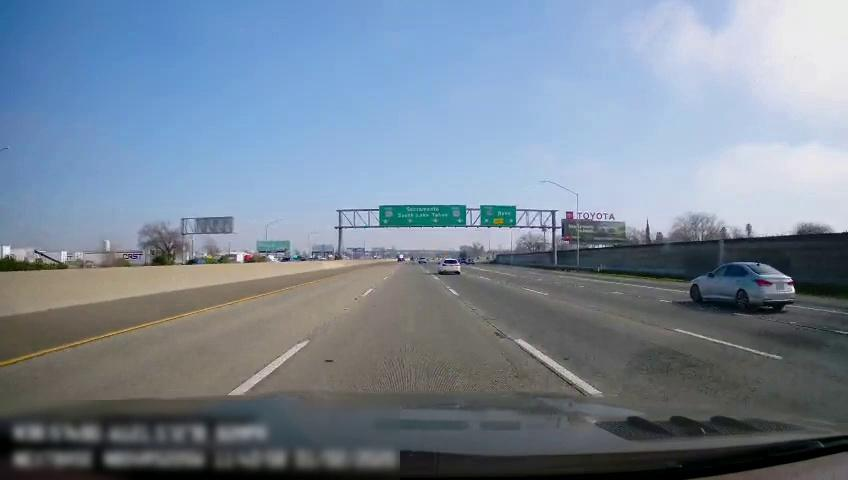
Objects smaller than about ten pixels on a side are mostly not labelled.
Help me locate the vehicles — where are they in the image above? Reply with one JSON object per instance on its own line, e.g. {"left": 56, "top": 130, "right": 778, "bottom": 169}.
{"left": 183, "top": 258, "right": 208, "bottom": 266}
{"left": 688, "top": 261, "right": 796, "bottom": 313}
{"left": 436, "top": 258, "right": 461, "bottom": 275}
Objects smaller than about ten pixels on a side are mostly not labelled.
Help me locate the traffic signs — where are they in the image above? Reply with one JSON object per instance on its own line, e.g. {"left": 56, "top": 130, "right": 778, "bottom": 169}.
{"left": 479, "top": 204, "right": 517, "bottom": 227}
{"left": 193, "top": 217, "right": 234, "bottom": 234}
{"left": 378, "top": 204, "right": 467, "bottom": 227}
